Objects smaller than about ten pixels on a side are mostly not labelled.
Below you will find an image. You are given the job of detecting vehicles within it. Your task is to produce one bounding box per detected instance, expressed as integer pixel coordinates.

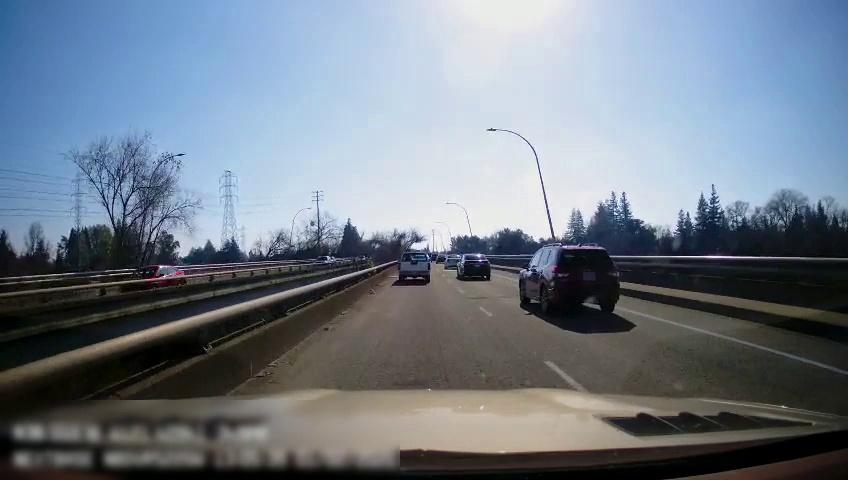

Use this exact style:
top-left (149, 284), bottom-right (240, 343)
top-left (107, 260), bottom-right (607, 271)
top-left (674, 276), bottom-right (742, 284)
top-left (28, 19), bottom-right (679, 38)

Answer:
top-left (120, 264), bottom-right (189, 291)
top-left (312, 255), bottom-right (338, 269)
top-left (444, 254), bottom-right (461, 269)
top-left (398, 250), bottom-right (431, 283)
top-left (435, 254), bottom-right (446, 264)
top-left (456, 253), bottom-right (491, 280)
top-left (518, 244), bottom-right (620, 317)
